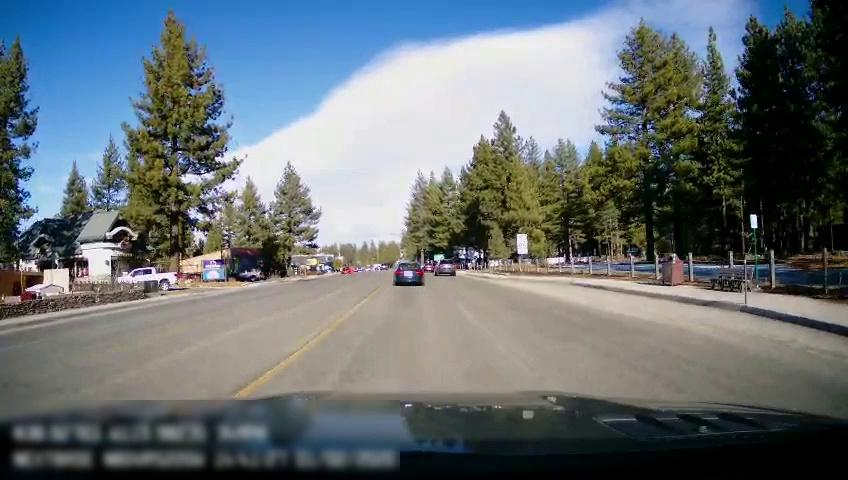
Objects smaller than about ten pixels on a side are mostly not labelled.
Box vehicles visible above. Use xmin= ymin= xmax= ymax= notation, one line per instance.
xmin=433 ymin=259 xmax=456 ymax=277
xmin=240 ymin=268 xmax=267 ymax=281
xmin=117 ymin=268 xmax=179 ymax=291
xmin=393 ymin=261 xmax=423 ymax=285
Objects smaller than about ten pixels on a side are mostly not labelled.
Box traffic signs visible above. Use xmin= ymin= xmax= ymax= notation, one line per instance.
xmin=516 ymin=233 xmax=528 ymax=254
